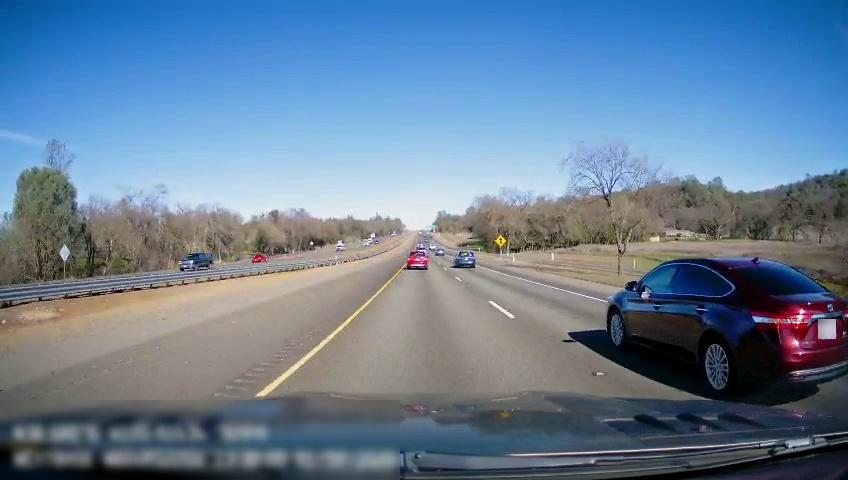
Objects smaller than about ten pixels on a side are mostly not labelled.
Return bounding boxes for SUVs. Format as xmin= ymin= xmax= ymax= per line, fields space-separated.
xmin=178 ymin=252 xmax=214 ymax=272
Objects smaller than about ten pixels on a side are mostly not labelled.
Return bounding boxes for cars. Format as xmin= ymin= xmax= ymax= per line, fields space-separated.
xmin=605 ymin=255 xmax=848 ymax=398
xmin=250 ymin=254 xmax=269 ymax=264
xmin=454 ymin=252 xmax=475 ymax=268
xmin=407 ymin=253 xmax=428 ymax=270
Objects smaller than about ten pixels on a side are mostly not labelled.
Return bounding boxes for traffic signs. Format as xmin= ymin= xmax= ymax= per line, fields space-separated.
xmin=495 ymin=235 xmax=506 ymax=247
